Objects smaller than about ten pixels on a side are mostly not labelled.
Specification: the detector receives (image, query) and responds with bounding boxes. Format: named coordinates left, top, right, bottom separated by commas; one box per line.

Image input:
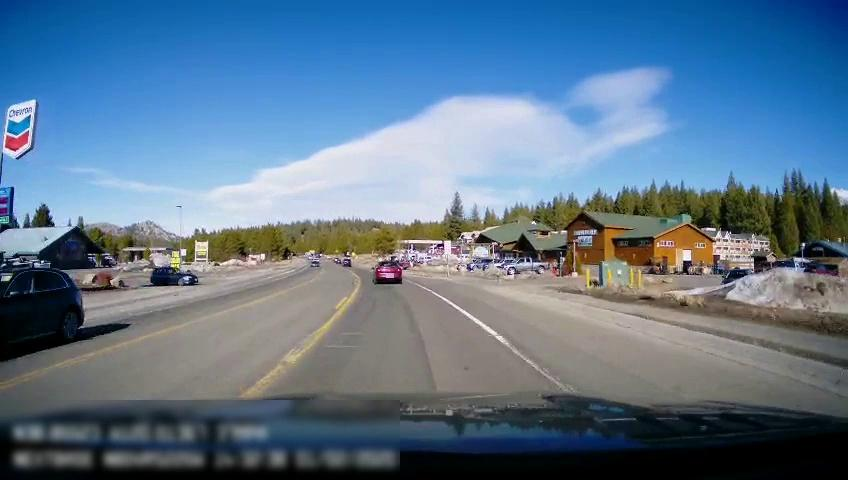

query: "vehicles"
left=398, top=262, right=409, bottom=270
left=466, top=257, right=496, bottom=272
left=484, top=257, right=517, bottom=273
left=773, top=260, right=808, bottom=274
left=150, top=266, right=199, bottom=287
left=371, top=260, right=403, bottom=283
left=496, top=257, right=549, bottom=275
left=342, top=259, right=353, bottom=267
left=102, top=258, right=116, bottom=268
left=0, top=257, right=88, bottom=349
left=723, top=268, right=755, bottom=283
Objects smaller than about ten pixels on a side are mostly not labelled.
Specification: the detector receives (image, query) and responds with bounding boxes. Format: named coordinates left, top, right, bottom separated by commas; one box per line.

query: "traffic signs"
left=444, top=240, right=452, bottom=251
